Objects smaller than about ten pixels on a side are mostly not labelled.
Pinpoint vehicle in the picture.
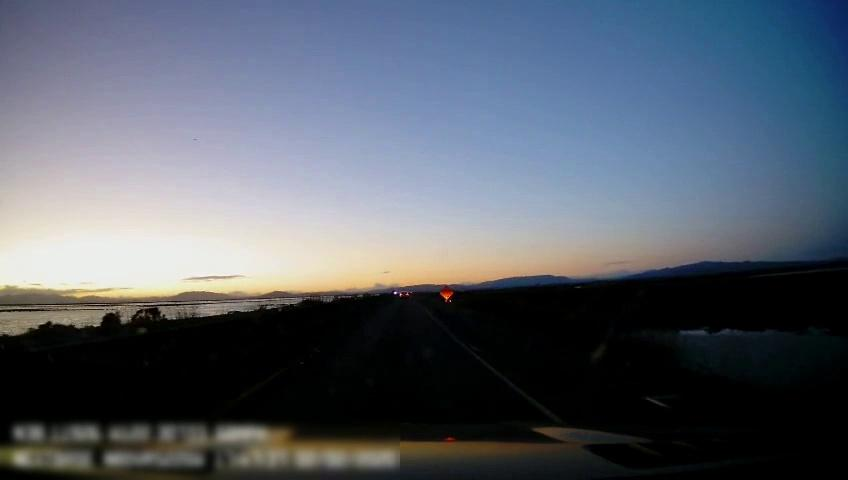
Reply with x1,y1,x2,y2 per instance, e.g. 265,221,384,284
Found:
399,291,410,299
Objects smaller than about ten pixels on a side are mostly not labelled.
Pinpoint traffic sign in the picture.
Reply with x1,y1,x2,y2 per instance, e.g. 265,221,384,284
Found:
439,285,455,304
